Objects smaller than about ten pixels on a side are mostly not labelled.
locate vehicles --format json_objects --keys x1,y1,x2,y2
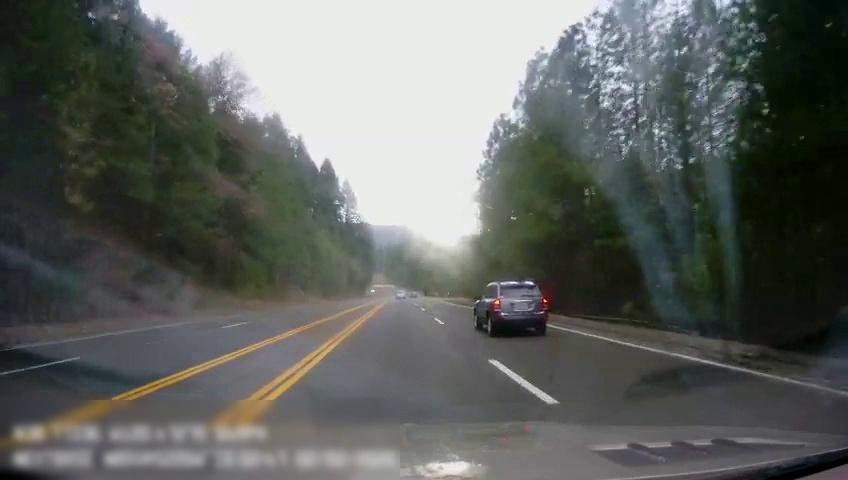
[
  {"x1": 472, "y1": 281, "x2": 549, "y2": 338},
  {"x1": 395, "y1": 289, "x2": 408, "y2": 300}
]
